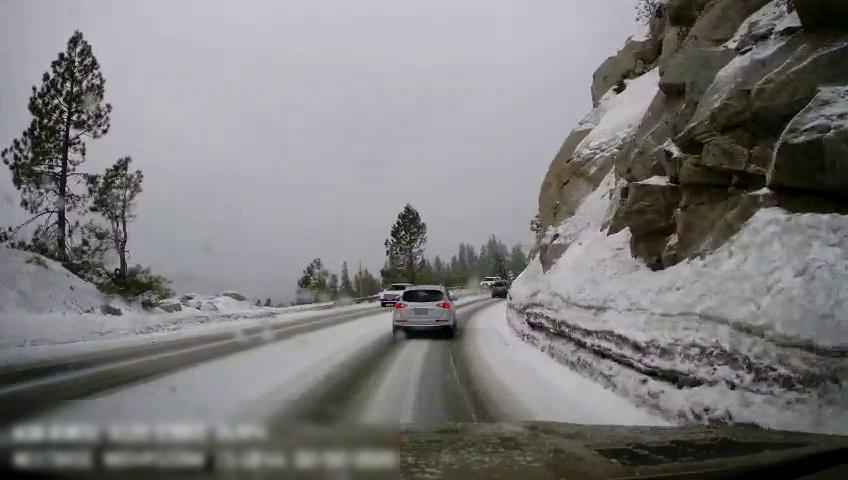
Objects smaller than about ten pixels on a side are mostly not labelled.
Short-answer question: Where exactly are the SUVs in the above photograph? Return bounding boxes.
[480,276,501,291]
[392,285,459,340]
[380,283,416,307]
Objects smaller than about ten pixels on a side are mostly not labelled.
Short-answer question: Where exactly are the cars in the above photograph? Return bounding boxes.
[491,281,511,299]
